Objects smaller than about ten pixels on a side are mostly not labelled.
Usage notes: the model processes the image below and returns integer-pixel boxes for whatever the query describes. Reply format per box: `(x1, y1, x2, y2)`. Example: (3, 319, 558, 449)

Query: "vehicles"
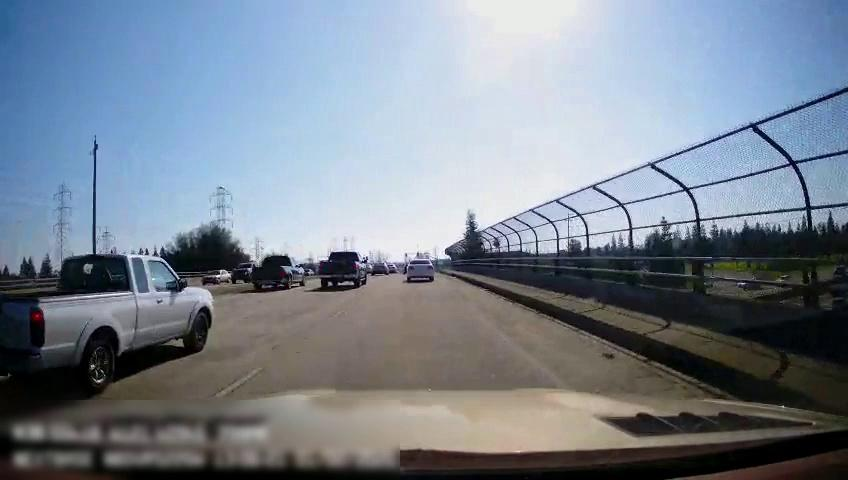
(371, 262, 390, 276)
(365, 263, 372, 274)
(320, 250, 368, 289)
(201, 269, 231, 285)
(253, 255, 306, 290)
(230, 262, 256, 285)
(407, 258, 435, 280)
(0, 252, 217, 395)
